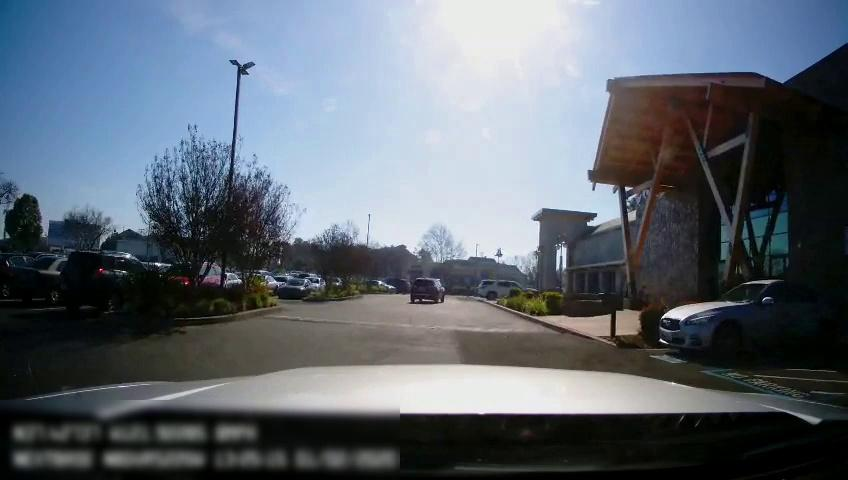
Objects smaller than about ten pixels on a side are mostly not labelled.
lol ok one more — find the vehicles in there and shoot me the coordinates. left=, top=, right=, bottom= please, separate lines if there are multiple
left=0, top=253, right=60, bottom=299
left=260, top=275, right=280, bottom=293
left=267, top=276, right=296, bottom=290
left=368, top=280, right=396, bottom=293
left=409, top=278, right=446, bottom=303
left=278, top=278, right=315, bottom=297
left=382, top=279, right=410, bottom=295
left=658, top=280, right=848, bottom=367
left=479, top=279, right=538, bottom=301
left=306, top=276, right=327, bottom=289
left=141, top=262, right=181, bottom=280
left=212, top=272, right=243, bottom=287
left=61, top=250, right=144, bottom=315
left=162, top=262, right=226, bottom=287
left=10, top=254, right=99, bottom=306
